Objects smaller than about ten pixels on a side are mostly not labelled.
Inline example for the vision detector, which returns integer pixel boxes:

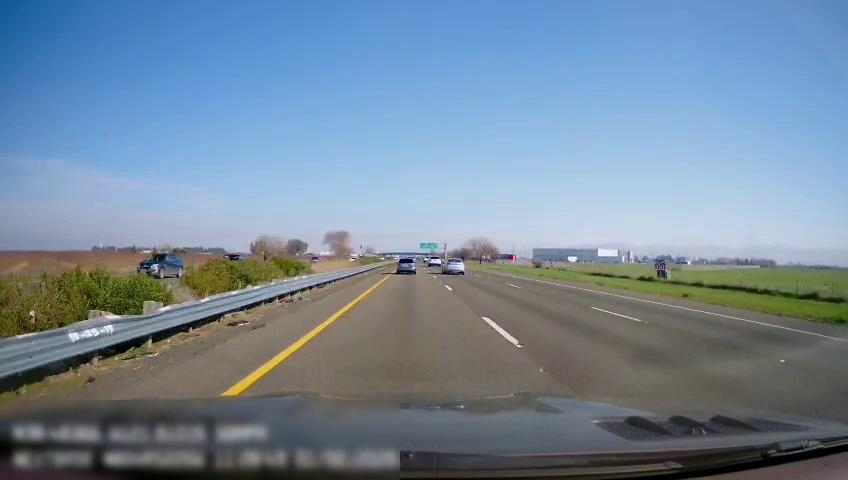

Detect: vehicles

[440,258,465,276]
[223,255,247,263]
[136,253,186,280]
[427,255,441,267]
[396,257,417,275]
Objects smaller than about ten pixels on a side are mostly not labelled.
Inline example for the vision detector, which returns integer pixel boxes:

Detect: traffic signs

[418,241,447,251]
